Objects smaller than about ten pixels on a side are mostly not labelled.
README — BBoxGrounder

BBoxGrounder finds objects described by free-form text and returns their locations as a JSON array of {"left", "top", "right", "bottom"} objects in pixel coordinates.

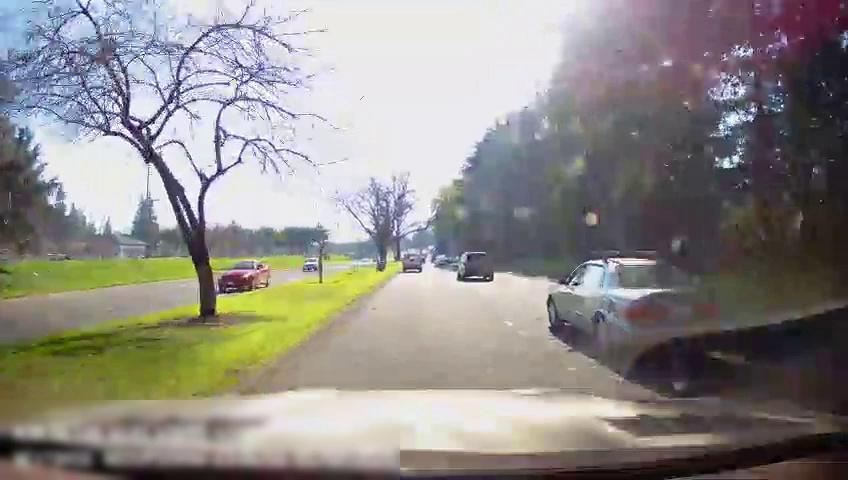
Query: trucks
[{"left": 402, "top": 253, "right": 424, "bottom": 274}]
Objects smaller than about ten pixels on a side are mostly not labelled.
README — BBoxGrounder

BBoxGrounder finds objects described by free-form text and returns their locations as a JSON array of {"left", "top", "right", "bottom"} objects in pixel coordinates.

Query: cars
[
  {"left": 302, "top": 256, "right": 320, "bottom": 273},
  {"left": 543, "top": 255, "right": 723, "bottom": 358},
  {"left": 434, "top": 254, "right": 450, "bottom": 267},
  {"left": 218, "top": 258, "right": 273, "bottom": 293}
]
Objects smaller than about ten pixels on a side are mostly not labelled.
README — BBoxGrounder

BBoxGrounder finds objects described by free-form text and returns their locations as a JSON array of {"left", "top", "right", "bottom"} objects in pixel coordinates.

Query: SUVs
[{"left": 456, "top": 250, "right": 494, "bottom": 282}]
